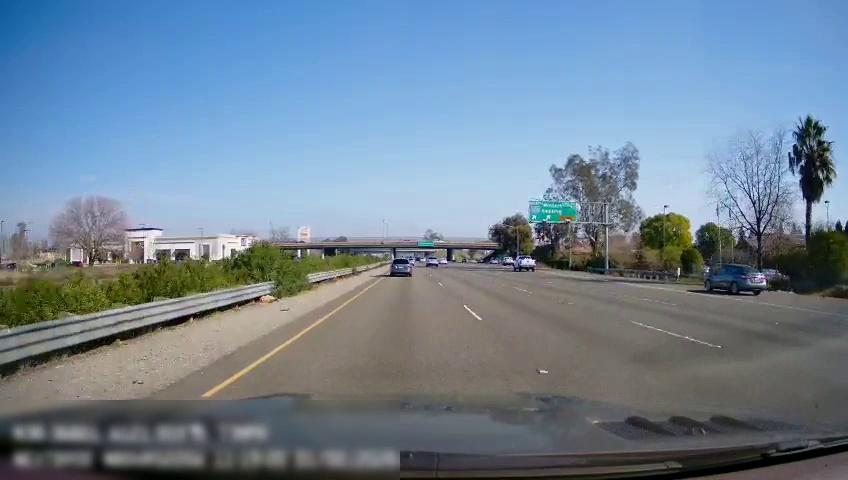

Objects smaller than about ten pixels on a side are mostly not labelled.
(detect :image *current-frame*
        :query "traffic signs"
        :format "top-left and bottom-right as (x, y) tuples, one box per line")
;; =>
(528, 199), (577, 223)
(417, 240), (433, 246)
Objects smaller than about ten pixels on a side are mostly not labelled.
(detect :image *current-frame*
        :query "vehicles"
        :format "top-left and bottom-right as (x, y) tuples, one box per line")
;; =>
(425, 257), (439, 268)
(503, 257), (514, 266)
(704, 262), (767, 296)
(407, 259), (415, 267)
(513, 256), (536, 272)
(390, 259), (412, 278)
(438, 258), (447, 265)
